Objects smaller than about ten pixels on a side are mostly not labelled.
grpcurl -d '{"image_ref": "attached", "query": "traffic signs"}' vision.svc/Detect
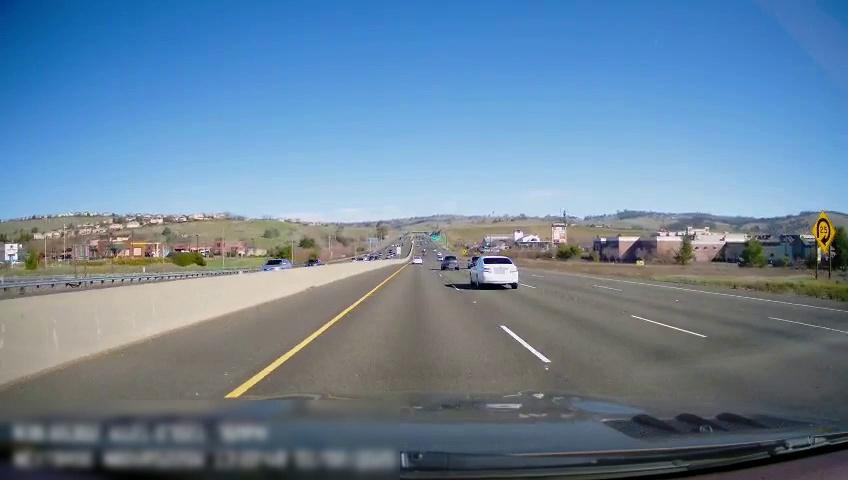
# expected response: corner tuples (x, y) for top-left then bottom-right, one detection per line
(811, 211), (837, 253)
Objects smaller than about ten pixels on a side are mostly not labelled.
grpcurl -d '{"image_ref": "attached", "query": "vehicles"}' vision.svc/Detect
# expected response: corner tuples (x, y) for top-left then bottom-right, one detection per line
(305, 259), (324, 267)
(441, 255), (461, 271)
(412, 255), (423, 264)
(261, 258), (292, 272)
(467, 257), (481, 269)
(469, 256), (519, 291)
